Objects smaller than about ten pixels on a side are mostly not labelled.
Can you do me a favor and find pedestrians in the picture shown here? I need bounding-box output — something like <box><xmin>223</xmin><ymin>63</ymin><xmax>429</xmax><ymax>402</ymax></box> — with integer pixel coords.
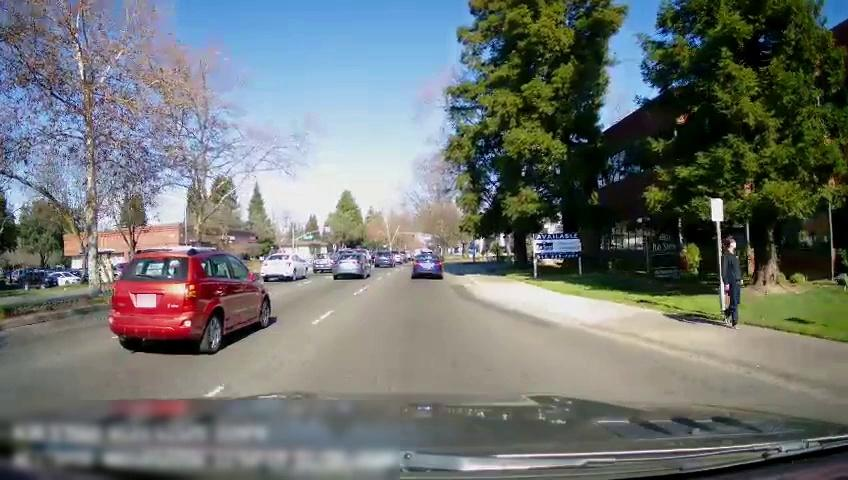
<box><xmin>721</xmin><ymin>236</ymin><xmax>745</xmax><ymax>330</ymax></box>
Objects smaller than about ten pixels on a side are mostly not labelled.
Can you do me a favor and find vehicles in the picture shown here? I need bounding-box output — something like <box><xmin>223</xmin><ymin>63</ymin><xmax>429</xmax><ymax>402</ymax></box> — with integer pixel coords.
<box><xmin>261</xmin><ymin>253</ymin><xmax>307</xmax><ymax>283</ymax></box>
<box><xmin>412</xmin><ymin>254</ymin><xmax>444</xmax><ymax>279</ymax></box>
<box><xmin>333</xmin><ymin>253</ymin><xmax>370</xmax><ymax>280</ymax></box>
<box><xmin>389</xmin><ymin>251</ymin><xmax>402</xmax><ymax>264</ymax></box>
<box><xmin>374</xmin><ymin>252</ymin><xmax>393</xmax><ymax>268</ymax></box>
<box><xmin>107</xmin><ymin>249</ymin><xmax>274</xmax><ymax>354</ymax></box>
<box><xmin>312</xmin><ymin>253</ymin><xmax>335</xmax><ymax>275</ymax></box>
